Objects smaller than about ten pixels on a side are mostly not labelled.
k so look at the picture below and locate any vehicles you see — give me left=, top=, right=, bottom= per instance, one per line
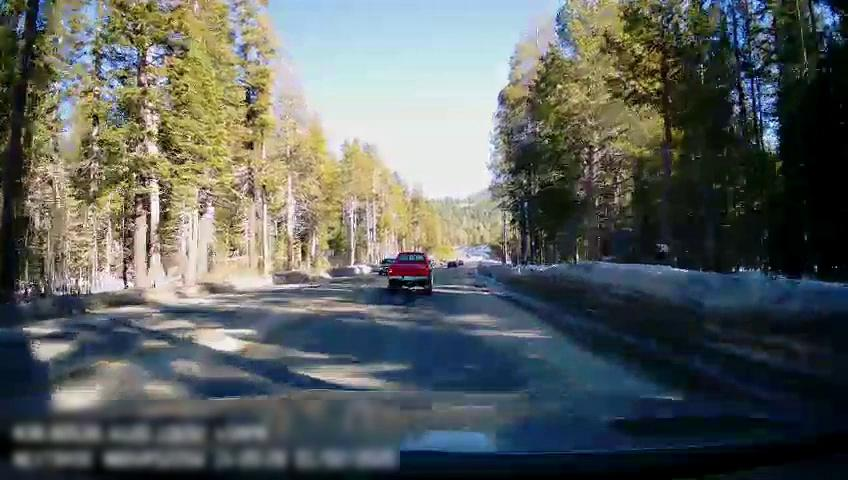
left=374, top=257, right=392, bottom=275
left=386, top=250, right=434, bottom=295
